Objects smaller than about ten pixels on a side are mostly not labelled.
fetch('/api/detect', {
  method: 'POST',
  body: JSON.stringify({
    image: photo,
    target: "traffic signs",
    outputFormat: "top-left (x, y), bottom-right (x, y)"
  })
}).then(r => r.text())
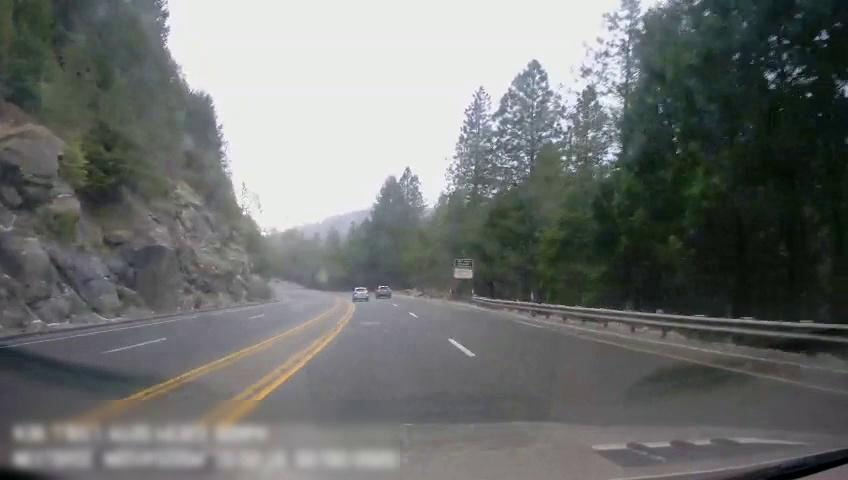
top-left (454, 259), bottom-right (474, 281)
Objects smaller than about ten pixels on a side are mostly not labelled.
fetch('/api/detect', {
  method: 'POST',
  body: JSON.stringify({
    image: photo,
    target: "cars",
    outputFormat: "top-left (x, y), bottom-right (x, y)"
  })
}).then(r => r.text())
top-left (375, 285), bottom-right (392, 299)
top-left (351, 287), bottom-right (369, 302)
